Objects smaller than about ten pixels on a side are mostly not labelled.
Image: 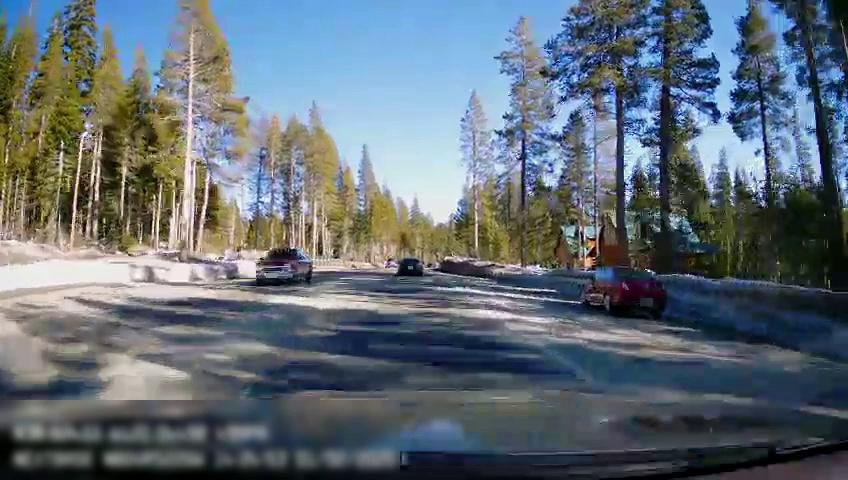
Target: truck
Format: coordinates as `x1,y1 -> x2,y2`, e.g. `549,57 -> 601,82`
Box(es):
255,247 -> 314,287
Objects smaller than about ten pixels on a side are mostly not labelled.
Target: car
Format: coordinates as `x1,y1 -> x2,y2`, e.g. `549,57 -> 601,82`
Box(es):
397,256 -> 425,277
